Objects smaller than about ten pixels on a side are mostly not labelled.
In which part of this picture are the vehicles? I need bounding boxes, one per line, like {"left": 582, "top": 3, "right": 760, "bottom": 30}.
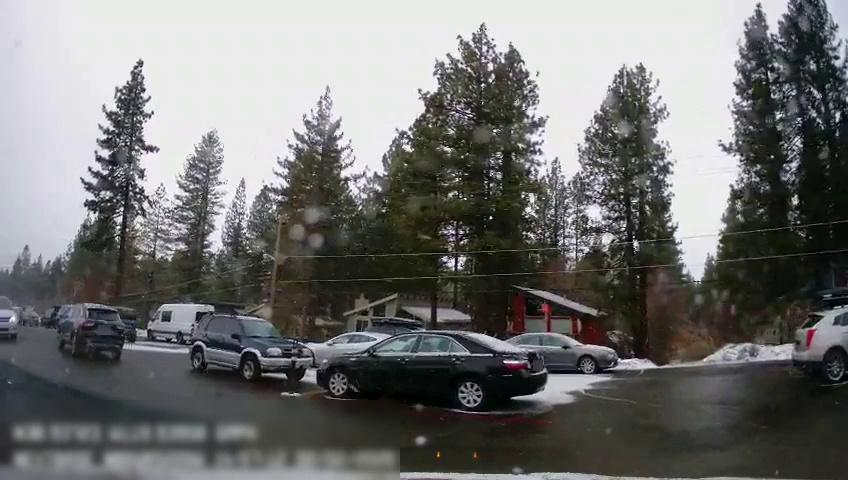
{"left": 120, "top": 307, "right": 137, "bottom": 344}
{"left": 145, "top": 302, "right": 216, "bottom": 345}
{"left": 504, "top": 332, "right": 619, "bottom": 376}
{"left": 56, "top": 303, "right": 124, "bottom": 363}
{"left": 0, "top": 295, "right": 17, "bottom": 341}
{"left": 791, "top": 306, "right": 848, "bottom": 385}
{"left": 316, "top": 330, "right": 549, "bottom": 411}
{"left": 190, "top": 315, "right": 315, "bottom": 385}
{"left": 305, "top": 331, "right": 394, "bottom": 369}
